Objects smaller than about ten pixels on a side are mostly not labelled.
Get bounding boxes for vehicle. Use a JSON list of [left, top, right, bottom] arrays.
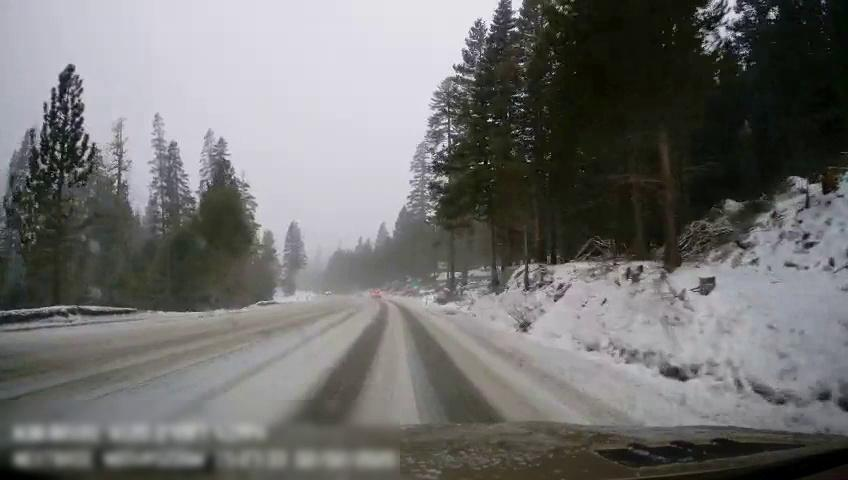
[[370, 289, 381, 298]]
